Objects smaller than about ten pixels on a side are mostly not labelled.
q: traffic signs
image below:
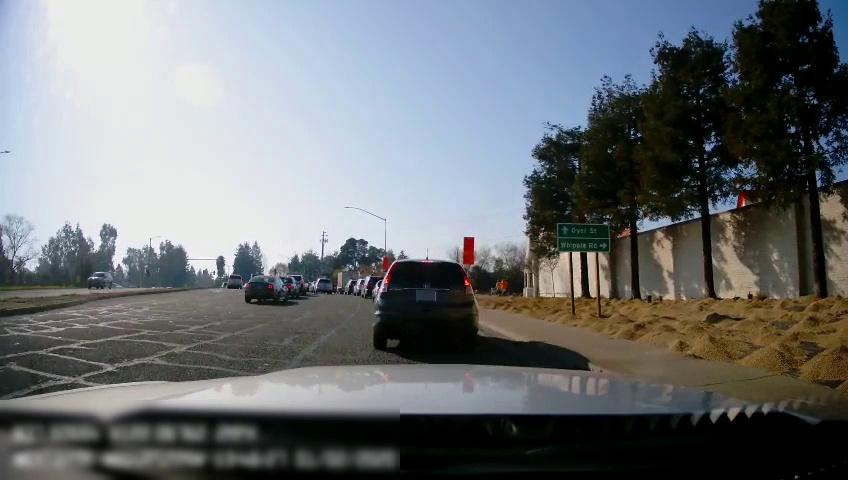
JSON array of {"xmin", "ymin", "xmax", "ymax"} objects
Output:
[
  {"xmin": 381, "ymin": 255, "xmax": 393, "ymax": 273},
  {"xmin": 462, "ymin": 235, "xmax": 476, "ymax": 266},
  {"xmin": 556, "ymin": 222, "xmax": 612, "ymax": 253}
]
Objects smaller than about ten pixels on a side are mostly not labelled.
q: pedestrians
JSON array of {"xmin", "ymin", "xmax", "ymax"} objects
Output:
[
  {"xmin": 500, "ymin": 279, "xmax": 508, "ymax": 296},
  {"xmin": 494, "ymin": 278, "xmax": 502, "ymax": 295}
]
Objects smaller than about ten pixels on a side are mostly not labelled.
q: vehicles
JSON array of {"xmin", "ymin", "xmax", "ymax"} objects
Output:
[
  {"xmin": 277, "ymin": 276, "xmax": 300, "ymax": 299},
  {"xmin": 87, "ymin": 271, "xmax": 113, "ymax": 290},
  {"xmin": 352, "ymin": 278, "xmax": 368, "ymax": 297},
  {"xmin": 360, "ymin": 276, "xmax": 383, "ymax": 299},
  {"xmin": 287, "ymin": 274, "xmax": 307, "ymax": 296},
  {"xmin": 313, "ymin": 277, "xmax": 333, "ymax": 295},
  {"xmin": 112, "ymin": 282, "xmax": 125, "ymax": 289},
  {"xmin": 250, "ymin": 273, "xmax": 265, "ymax": 281},
  {"xmin": 336, "ymin": 272, "xmax": 352, "ymax": 294},
  {"xmin": 371, "ymin": 279, "xmax": 387, "ymax": 303},
  {"xmin": 372, "ymin": 258, "xmax": 480, "ymax": 351},
  {"xmin": 344, "ymin": 279, "xmax": 359, "ymax": 295},
  {"xmin": 227, "ymin": 274, "xmax": 244, "ymax": 289},
  {"xmin": 243, "ymin": 275, "xmax": 289, "ymax": 304}
]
